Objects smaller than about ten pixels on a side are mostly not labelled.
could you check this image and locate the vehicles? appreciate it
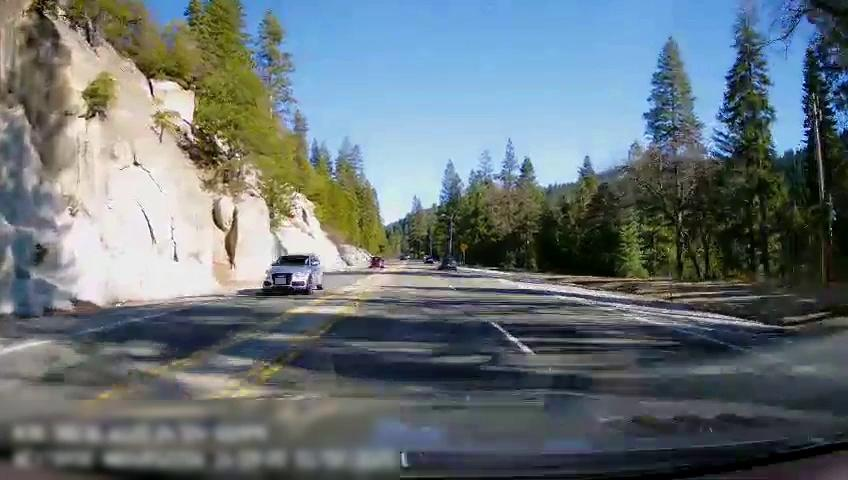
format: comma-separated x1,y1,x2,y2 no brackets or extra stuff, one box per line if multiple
438,259,456,272
262,254,322,296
